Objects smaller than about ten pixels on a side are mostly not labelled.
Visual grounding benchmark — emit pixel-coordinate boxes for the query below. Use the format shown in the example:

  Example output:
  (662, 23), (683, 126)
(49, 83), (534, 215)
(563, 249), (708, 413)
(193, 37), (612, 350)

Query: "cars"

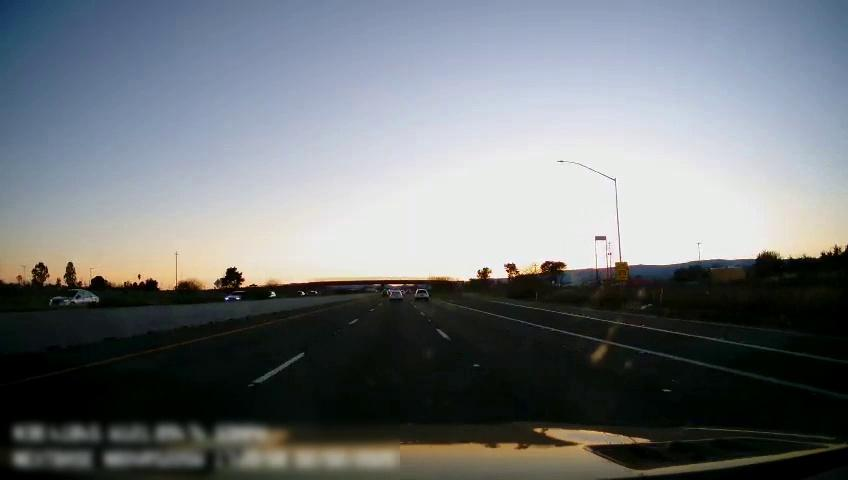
(389, 289), (405, 301)
(224, 290), (246, 302)
(50, 287), (100, 308)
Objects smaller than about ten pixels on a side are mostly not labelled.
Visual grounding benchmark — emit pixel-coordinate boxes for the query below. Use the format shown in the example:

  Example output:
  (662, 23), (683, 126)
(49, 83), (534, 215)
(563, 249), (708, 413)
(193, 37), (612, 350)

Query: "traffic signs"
(614, 262), (630, 282)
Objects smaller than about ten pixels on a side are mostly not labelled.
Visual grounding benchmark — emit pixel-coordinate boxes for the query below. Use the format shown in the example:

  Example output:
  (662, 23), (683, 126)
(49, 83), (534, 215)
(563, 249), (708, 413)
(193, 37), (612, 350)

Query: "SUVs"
(413, 289), (430, 302)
